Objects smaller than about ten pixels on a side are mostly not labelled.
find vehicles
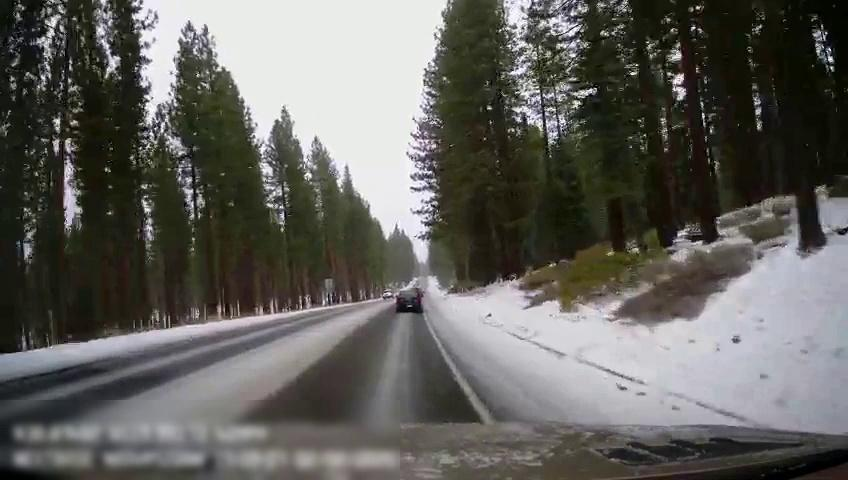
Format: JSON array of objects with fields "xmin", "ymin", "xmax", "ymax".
[
  {"xmin": 395, "ymin": 290, "xmax": 423, "ymax": 314},
  {"xmin": 382, "ymin": 289, "xmax": 396, "ymax": 300},
  {"xmin": 410, "ymin": 287, "xmax": 424, "ymax": 298}
]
